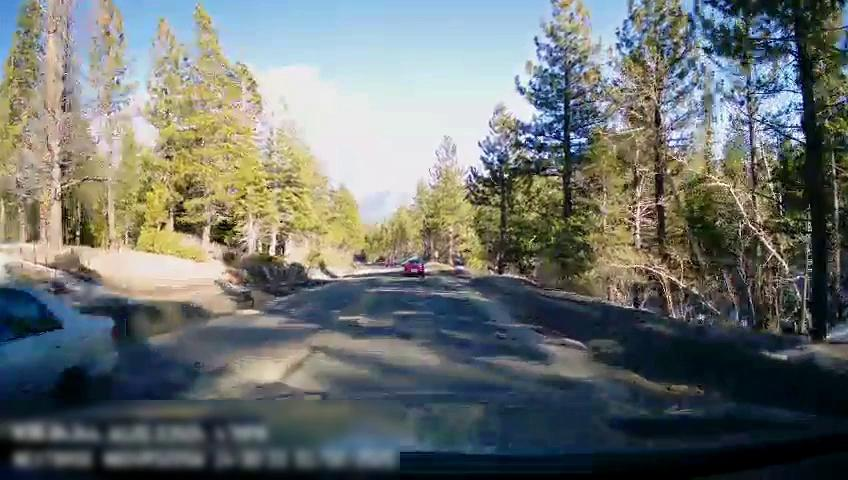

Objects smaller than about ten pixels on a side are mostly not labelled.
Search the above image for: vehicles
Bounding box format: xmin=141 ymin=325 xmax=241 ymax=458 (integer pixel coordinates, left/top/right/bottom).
xmin=0 ymin=273 xmax=118 ymax=423
xmin=385 ymin=256 xmax=400 ymax=266
xmin=400 ymin=256 xmax=426 ymax=278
